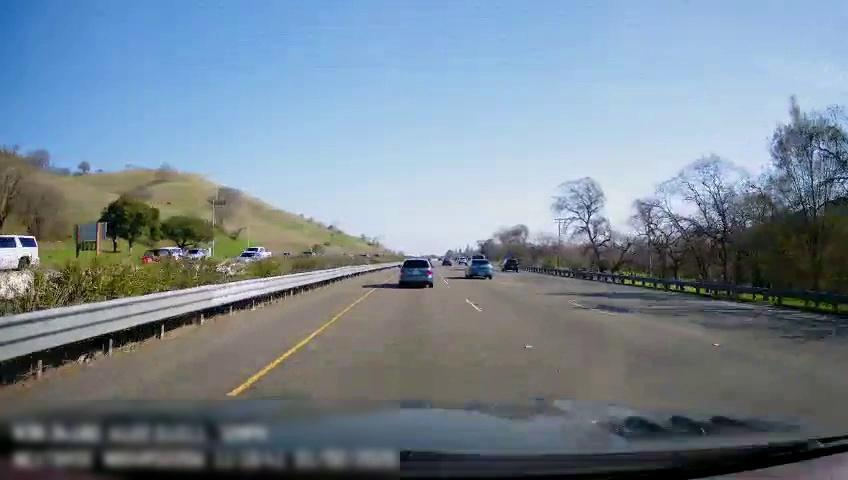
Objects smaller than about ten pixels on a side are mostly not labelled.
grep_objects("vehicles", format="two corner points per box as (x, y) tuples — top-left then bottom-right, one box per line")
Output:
(500, 256), (520, 272)
(471, 255), (485, 265)
(166, 247), (186, 259)
(183, 248), (210, 258)
(463, 258), (493, 280)
(398, 258), (435, 289)
(246, 246), (272, 258)
(0, 234), (39, 273)
(144, 249), (173, 265)
(237, 251), (262, 264)
(443, 257), (453, 266)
